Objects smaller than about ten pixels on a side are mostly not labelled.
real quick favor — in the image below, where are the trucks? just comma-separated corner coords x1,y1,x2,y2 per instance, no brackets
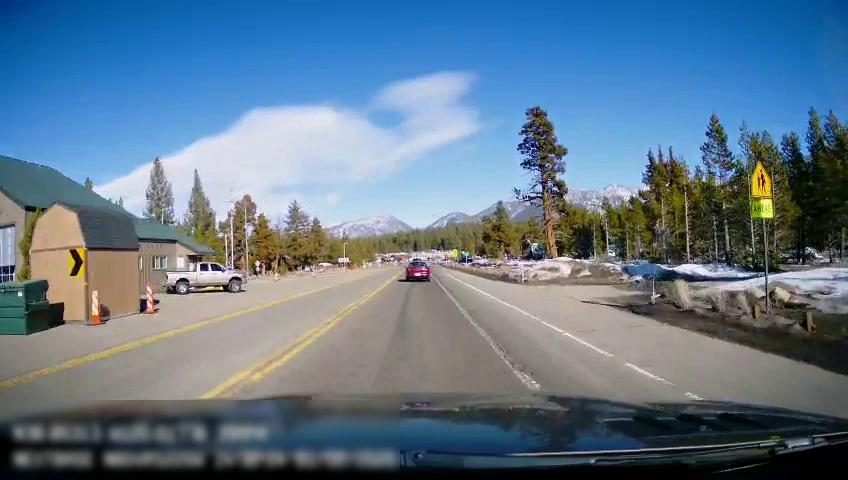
160,260,245,295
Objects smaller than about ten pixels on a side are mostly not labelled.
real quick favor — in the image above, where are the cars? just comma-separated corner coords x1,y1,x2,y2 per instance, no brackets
406,262,431,281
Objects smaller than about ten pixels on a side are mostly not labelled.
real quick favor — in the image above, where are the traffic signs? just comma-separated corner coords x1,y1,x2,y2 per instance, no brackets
66,248,87,279
751,159,773,198
751,199,774,219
